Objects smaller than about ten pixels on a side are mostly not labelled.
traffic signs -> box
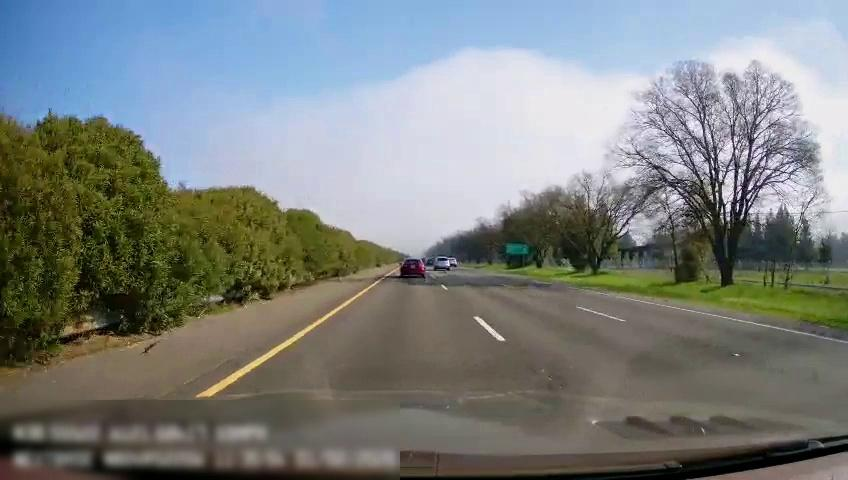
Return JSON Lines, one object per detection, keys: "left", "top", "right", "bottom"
{"left": 504, "top": 242, "right": 529, "bottom": 256}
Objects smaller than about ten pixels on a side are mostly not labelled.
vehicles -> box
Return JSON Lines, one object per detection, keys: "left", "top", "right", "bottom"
{"left": 425, "top": 258, "right": 434, "bottom": 266}
{"left": 448, "top": 257, "right": 458, "bottom": 267}
{"left": 400, "top": 258, "right": 425, "bottom": 279}
{"left": 433, "top": 256, "right": 450, "bottom": 271}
